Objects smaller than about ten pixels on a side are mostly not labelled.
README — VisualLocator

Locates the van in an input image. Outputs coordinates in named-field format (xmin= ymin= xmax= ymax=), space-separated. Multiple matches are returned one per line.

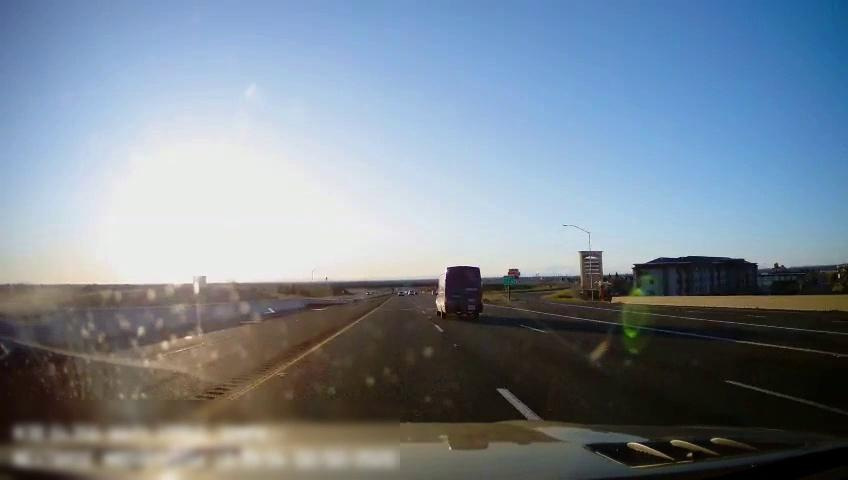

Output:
xmin=436 ymin=266 xmax=483 ymax=320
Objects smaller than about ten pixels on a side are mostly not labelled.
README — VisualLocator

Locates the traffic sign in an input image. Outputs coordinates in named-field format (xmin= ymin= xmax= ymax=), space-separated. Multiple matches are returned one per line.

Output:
xmin=503 ymin=275 xmax=514 ymax=286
